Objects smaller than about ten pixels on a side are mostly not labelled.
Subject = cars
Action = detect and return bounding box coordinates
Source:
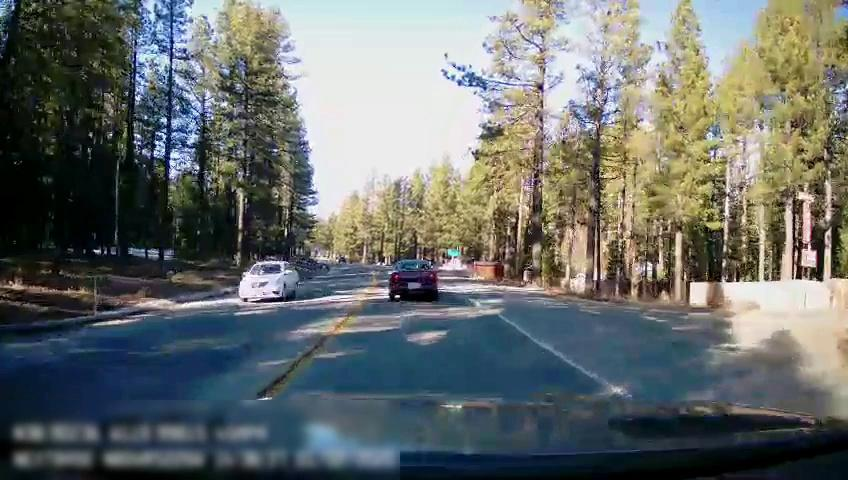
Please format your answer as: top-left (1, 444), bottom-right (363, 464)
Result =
top-left (389, 258), bottom-right (439, 301)
top-left (239, 261), bottom-right (300, 304)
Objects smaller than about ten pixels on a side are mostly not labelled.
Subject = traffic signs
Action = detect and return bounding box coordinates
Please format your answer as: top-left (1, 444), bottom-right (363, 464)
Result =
top-left (447, 247), bottom-right (462, 257)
